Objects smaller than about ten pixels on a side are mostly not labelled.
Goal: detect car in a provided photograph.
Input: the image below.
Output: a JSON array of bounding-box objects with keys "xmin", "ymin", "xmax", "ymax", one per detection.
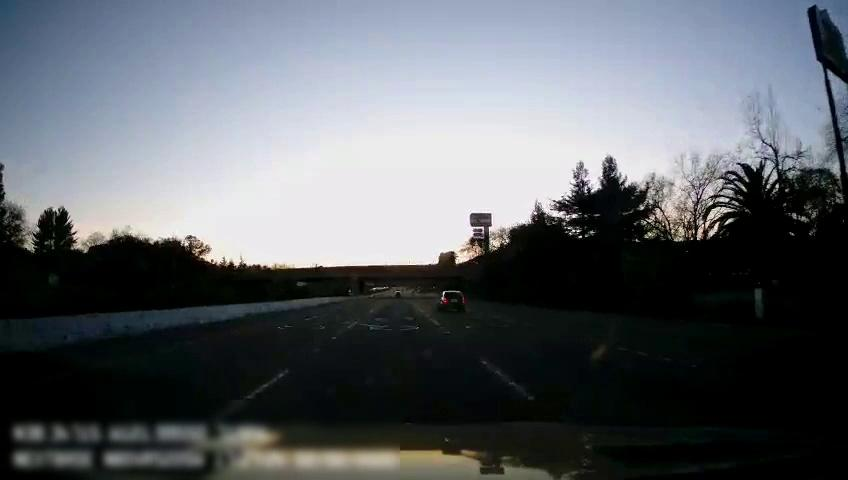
[{"xmin": 437, "ymin": 291, "xmax": 465, "ymax": 313}]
